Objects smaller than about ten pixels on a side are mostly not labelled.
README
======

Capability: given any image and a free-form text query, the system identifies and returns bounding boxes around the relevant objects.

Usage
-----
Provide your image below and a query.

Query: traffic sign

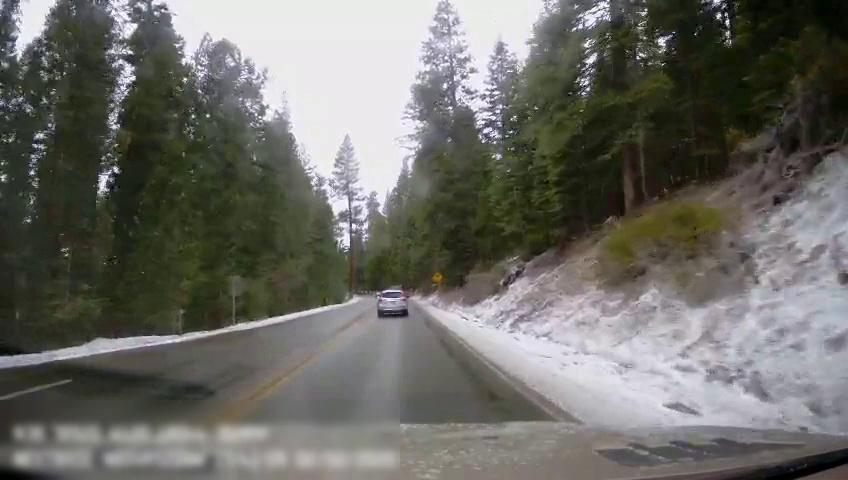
[431,271,445,285]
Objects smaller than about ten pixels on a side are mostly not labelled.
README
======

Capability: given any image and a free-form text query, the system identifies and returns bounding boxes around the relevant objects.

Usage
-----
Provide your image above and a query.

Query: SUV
[377,291,407,317]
